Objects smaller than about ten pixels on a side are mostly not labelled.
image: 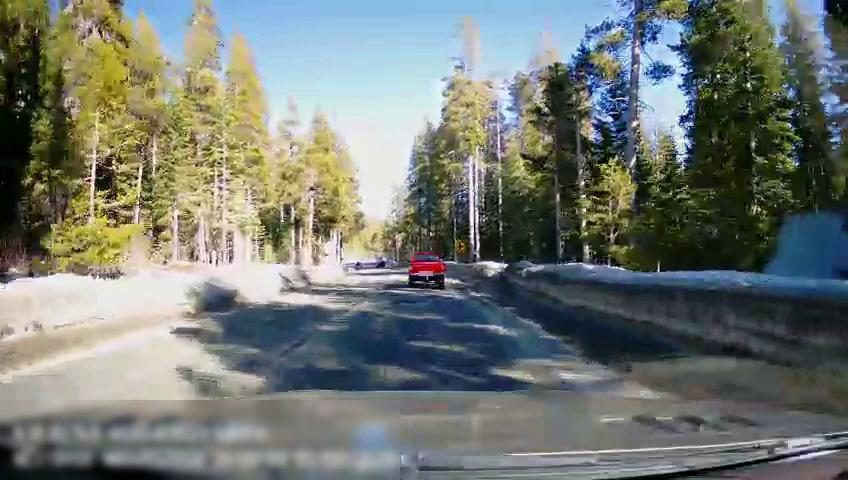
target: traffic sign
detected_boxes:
[455,239,467,256]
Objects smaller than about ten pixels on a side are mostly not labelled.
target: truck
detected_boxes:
[407,250,446,287]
